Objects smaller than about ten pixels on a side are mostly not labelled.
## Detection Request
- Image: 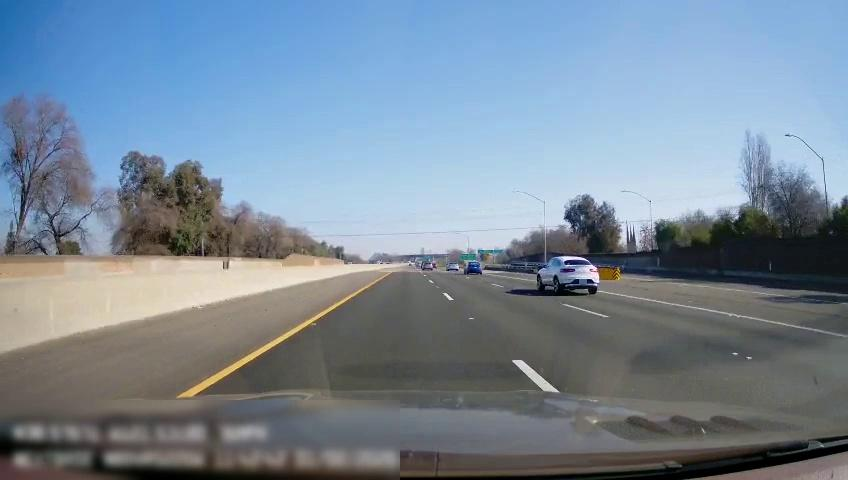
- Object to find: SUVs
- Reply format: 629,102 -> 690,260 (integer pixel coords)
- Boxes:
536,256 -> 601,295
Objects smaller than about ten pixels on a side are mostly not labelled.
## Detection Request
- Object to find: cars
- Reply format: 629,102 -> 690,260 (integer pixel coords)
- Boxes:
464,262 -> 483,275
445,262 -> 459,272
422,262 -> 433,270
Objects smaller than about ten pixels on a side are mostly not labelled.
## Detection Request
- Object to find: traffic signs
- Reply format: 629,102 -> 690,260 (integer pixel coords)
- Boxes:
477,248 -> 504,255
459,254 -> 477,261
613,267 -> 623,280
